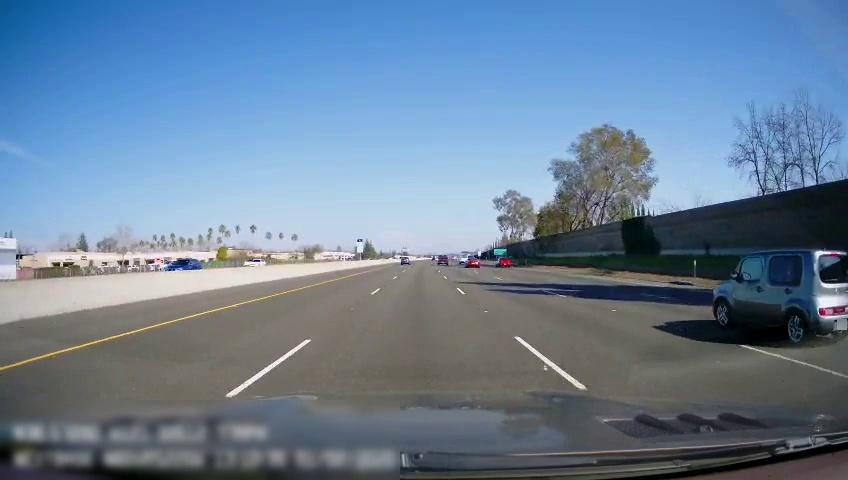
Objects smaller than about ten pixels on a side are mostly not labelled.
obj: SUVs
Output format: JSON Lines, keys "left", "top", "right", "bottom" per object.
{"left": 160, "top": 258, "right": 203, "bottom": 273}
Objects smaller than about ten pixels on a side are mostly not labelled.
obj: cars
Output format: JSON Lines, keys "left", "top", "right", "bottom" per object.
{"left": 436, "top": 253, "right": 449, "bottom": 266}
{"left": 400, "top": 255, "right": 411, "bottom": 265}
{"left": 495, "top": 257, "right": 512, "bottom": 267}
{"left": 463, "top": 256, "right": 479, "bottom": 268}
{"left": 248, "top": 259, "right": 266, "bottom": 267}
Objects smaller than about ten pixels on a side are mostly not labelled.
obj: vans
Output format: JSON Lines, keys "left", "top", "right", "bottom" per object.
{"left": 710, "top": 249, "right": 848, "bottom": 347}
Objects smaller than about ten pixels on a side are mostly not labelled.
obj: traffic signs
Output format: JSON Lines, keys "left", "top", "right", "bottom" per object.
{"left": 492, "top": 248, "right": 506, "bottom": 256}
{"left": 355, "top": 238, "right": 363, "bottom": 254}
